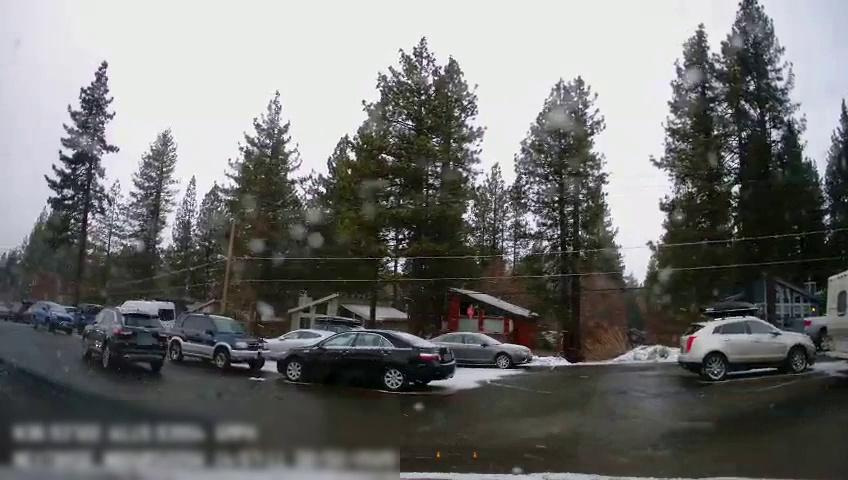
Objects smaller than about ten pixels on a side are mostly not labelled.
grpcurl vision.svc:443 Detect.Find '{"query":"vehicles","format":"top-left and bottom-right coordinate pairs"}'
top-left (275, 329), bottom-right (456, 392)
top-left (677, 317), bottom-right (818, 382)
top-left (825, 268), bottom-right (848, 362)
top-left (81, 307), bottom-right (172, 377)
top-left (119, 301), bottom-right (175, 328)
top-left (33, 301), bottom-right (72, 328)
top-left (267, 328), bottom-right (336, 359)
top-left (167, 314), bottom-right (268, 369)
top-left (428, 332), bottom-right (533, 370)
